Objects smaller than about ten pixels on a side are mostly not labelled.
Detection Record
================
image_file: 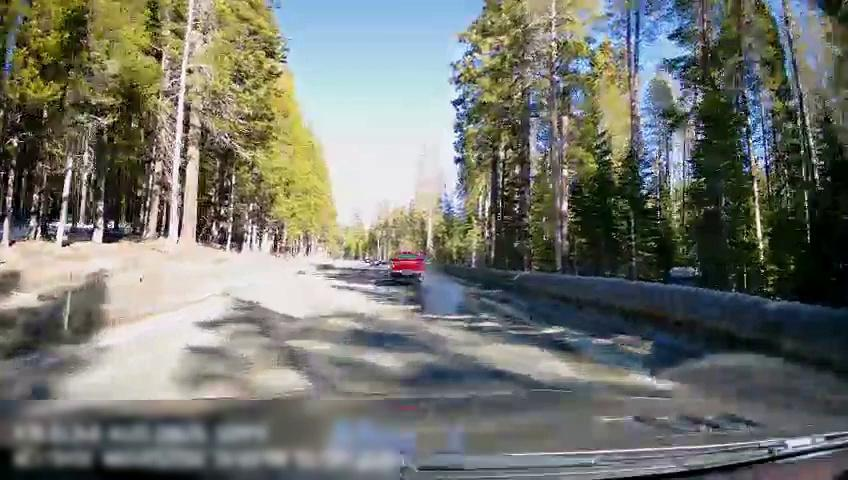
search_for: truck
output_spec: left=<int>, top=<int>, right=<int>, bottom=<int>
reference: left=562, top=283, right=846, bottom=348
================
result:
left=389, top=249, right=426, bottom=282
